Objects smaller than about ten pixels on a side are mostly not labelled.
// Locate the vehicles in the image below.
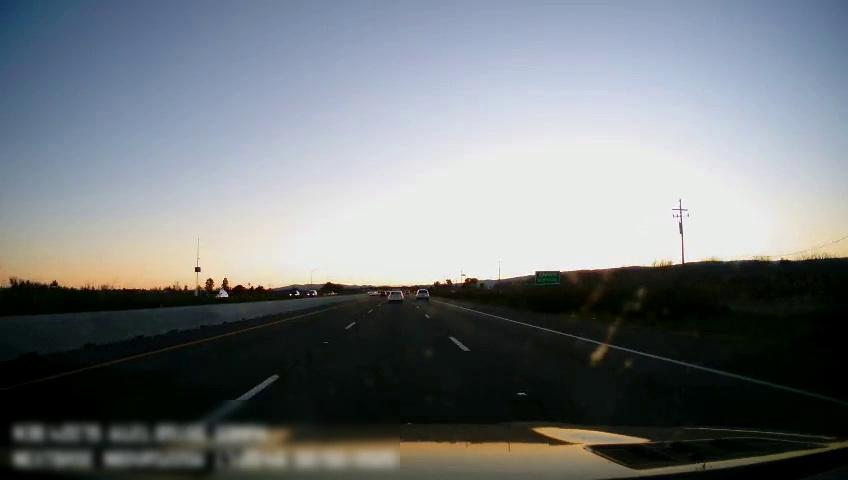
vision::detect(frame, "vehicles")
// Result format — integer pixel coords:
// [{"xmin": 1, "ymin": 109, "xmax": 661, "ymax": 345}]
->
[
  {"xmin": 205, "ymin": 288, "xmax": 228, "ymax": 299},
  {"xmin": 415, "ymin": 289, "xmax": 430, "ymax": 302},
  {"xmin": 306, "ymin": 290, "xmax": 318, "ymax": 298},
  {"xmin": 387, "ymin": 289, "xmax": 406, "ymax": 304},
  {"xmin": 288, "ymin": 290, "xmax": 300, "ymax": 297}
]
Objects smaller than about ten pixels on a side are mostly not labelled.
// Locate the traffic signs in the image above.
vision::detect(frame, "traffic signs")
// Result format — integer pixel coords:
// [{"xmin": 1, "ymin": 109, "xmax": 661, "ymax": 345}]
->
[{"xmin": 535, "ymin": 270, "xmax": 561, "ymax": 286}]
